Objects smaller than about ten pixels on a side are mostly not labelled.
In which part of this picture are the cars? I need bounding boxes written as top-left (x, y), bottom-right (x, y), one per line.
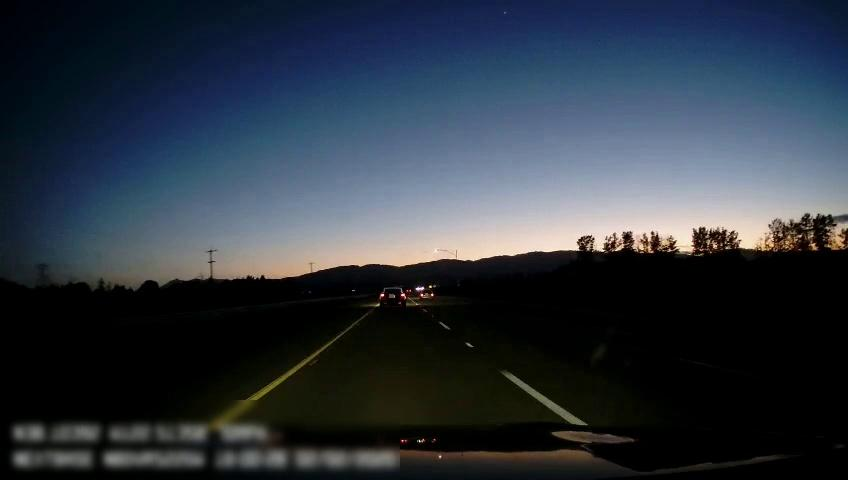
top-left (420, 290), bottom-right (435, 300)
top-left (379, 288), bottom-right (406, 310)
